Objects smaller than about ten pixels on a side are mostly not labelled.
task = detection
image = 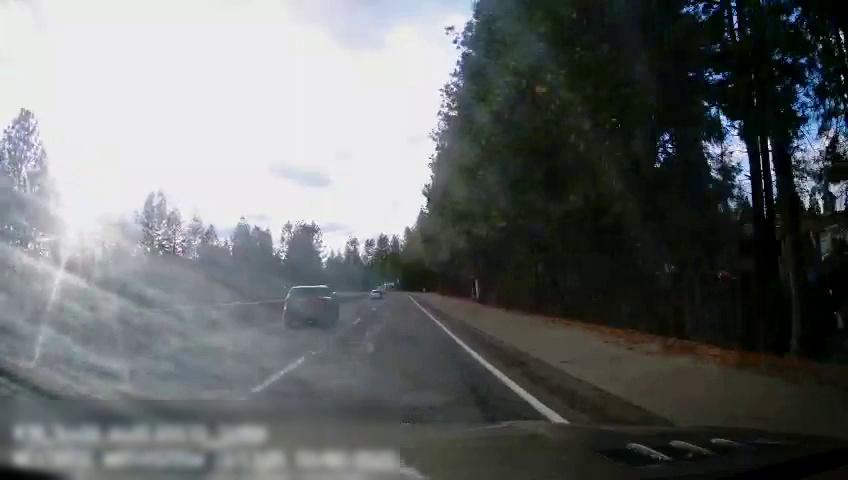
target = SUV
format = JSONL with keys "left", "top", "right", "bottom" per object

{"left": 284, "top": 285, "right": 339, "bottom": 328}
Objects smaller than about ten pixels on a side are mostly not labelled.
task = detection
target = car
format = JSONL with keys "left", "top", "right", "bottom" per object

{"left": 370, "top": 287, "right": 384, "bottom": 299}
